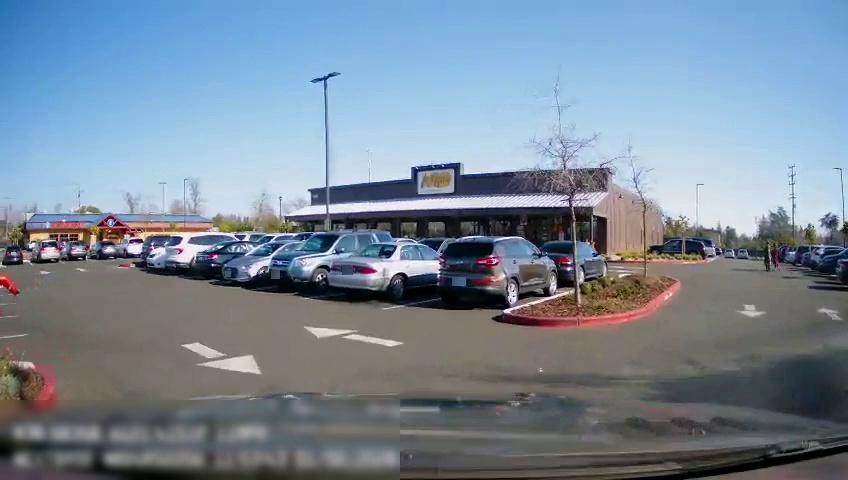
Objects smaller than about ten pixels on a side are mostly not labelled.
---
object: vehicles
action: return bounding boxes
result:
[834,257,848,282]
[779,247,797,263]
[222,238,305,286]
[738,248,749,259]
[538,239,608,286]
[142,236,172,268]
[795,246,809,263]
[285,232,313,240]
[327,239,440,303]
[271,230,392,292]
[118,237,144,258]
[647,239,705,255]
[147,237,171,270]
[723,249,735,259]
[690,240,717,255]
[252,233,299,242]
[31,240,60,264]
[2,248,23,265]
[809,247,848,264]
[800,245,841,266]
[413,238,455,257]
[228,233,269,241]
[60,242,87,261]
[88,240,119,260]
[190,239,268,276]
[437,235,557,307]
[165,233,240,273]
[815,249,848,272]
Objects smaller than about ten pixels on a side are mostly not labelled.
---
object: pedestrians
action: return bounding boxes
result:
[771,242,780,270]
[764,247,771,270]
